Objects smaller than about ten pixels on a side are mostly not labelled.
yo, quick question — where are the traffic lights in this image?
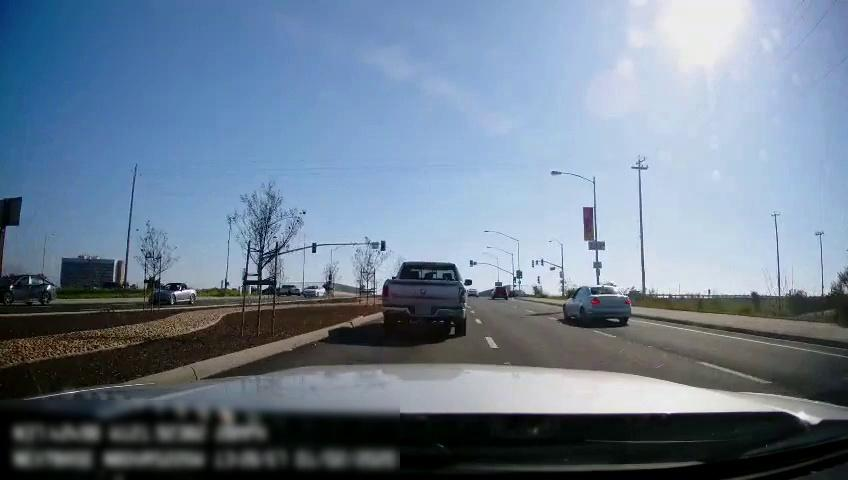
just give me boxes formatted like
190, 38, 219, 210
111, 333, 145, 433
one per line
311, 242, 317, 253
380, 240, 386, 252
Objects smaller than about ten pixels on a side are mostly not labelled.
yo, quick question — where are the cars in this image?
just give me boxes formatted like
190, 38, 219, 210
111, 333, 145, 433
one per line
0, 273, 57, 305
558, 286, 633, 329
147, 282, 198, 306
301, 284, 326, 298
491, 286, 508, 300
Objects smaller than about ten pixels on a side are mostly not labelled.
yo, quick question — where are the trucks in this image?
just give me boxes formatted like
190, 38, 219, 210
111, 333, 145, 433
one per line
274, 283, 301, 298
382, 261, 473, 339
